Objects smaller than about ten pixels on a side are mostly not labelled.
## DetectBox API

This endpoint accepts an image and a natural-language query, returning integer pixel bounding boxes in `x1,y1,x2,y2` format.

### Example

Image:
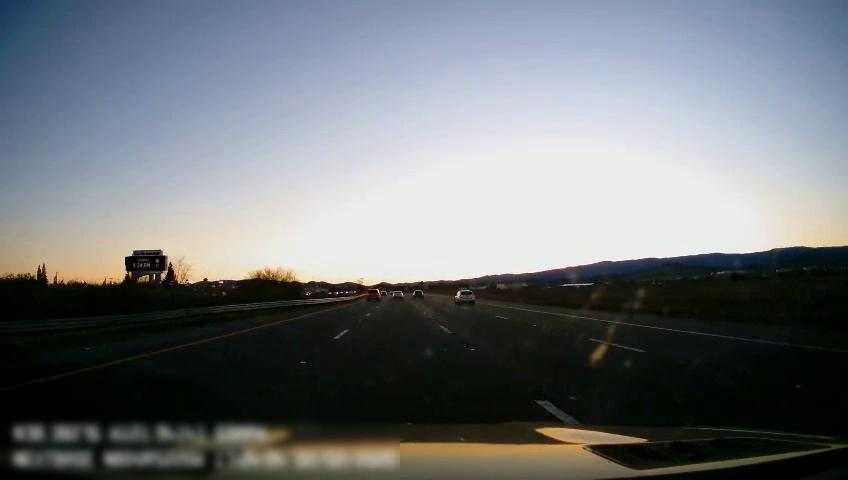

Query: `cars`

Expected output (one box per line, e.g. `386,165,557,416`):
412,290,425,300
392,291,405,301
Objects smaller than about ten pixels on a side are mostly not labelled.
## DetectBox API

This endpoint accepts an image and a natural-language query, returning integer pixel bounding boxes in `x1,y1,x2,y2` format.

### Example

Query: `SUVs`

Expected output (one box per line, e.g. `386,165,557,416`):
366,289,381,301
454,289,475,305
